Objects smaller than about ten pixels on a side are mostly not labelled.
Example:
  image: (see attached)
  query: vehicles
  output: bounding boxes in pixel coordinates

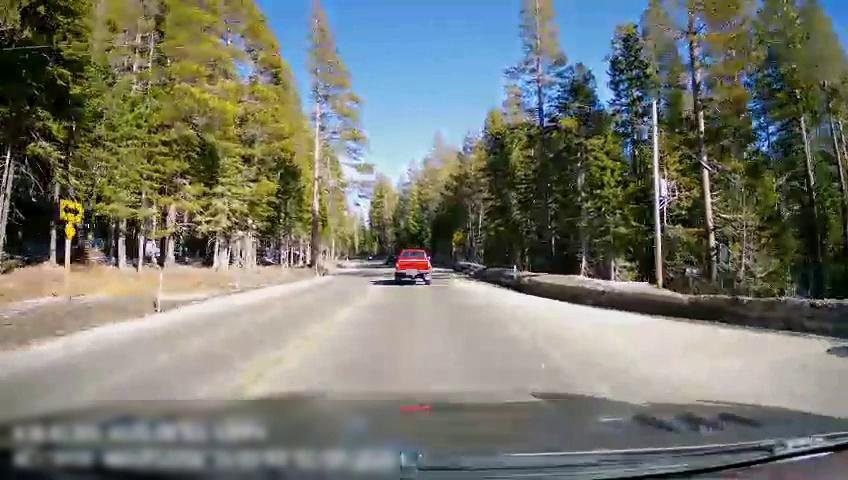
[383,254,397,266]
[393,247,433,285]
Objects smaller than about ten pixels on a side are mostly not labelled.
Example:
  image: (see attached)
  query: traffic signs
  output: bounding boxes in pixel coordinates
[59,199,85,224]
[453,231,465,242]
[64,223,77,240]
